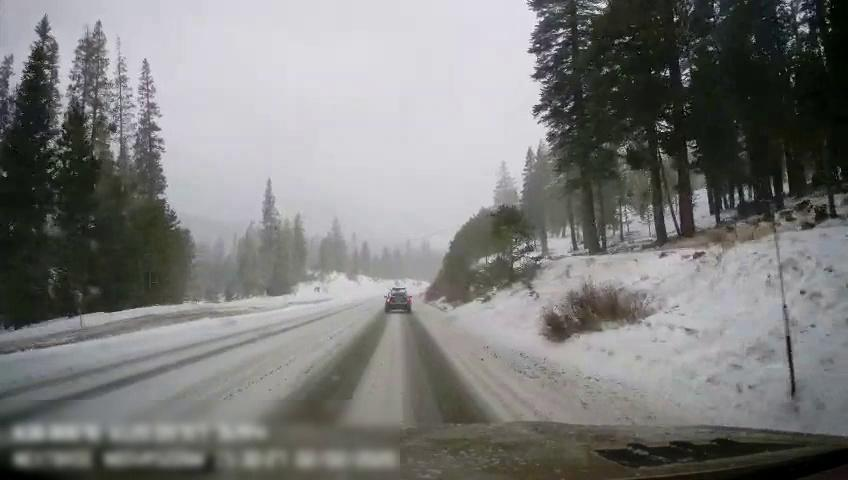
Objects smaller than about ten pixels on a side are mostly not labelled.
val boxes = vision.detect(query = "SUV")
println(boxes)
[384,286,413,313]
